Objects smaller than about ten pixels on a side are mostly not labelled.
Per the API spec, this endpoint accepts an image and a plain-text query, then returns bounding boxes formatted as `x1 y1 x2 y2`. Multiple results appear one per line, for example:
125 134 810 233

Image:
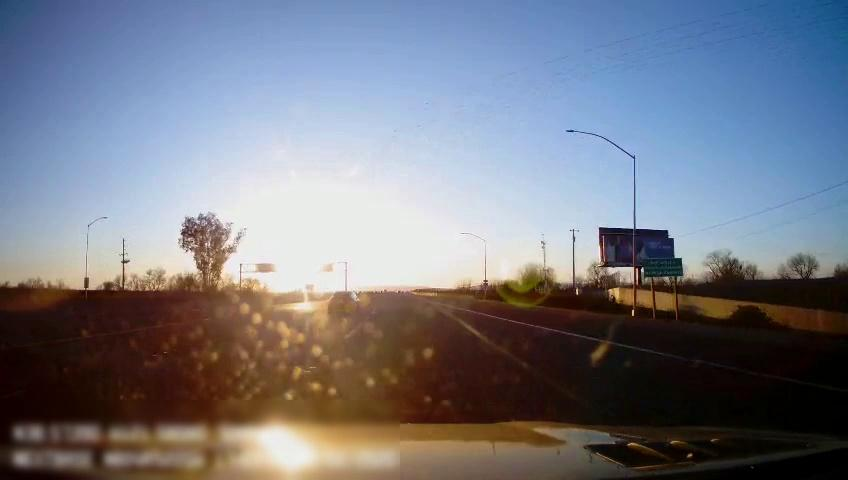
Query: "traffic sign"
644 258 683 278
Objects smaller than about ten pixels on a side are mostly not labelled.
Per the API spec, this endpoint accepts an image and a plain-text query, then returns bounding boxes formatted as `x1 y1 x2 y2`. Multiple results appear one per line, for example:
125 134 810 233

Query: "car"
328 291 360 314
